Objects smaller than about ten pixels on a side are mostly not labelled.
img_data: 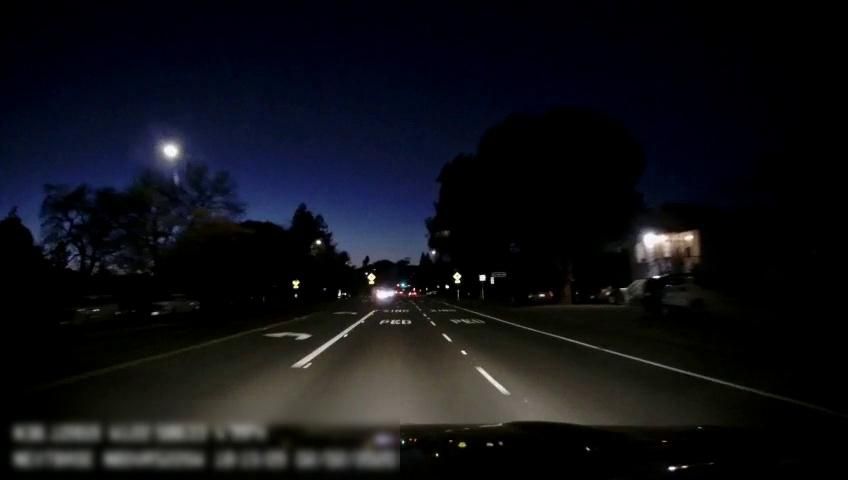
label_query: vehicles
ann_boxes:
[527,287,554,305]
[587,282,626,305]
[662,275,773,322]
[643,273,685,312]
[618,278,644,307]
